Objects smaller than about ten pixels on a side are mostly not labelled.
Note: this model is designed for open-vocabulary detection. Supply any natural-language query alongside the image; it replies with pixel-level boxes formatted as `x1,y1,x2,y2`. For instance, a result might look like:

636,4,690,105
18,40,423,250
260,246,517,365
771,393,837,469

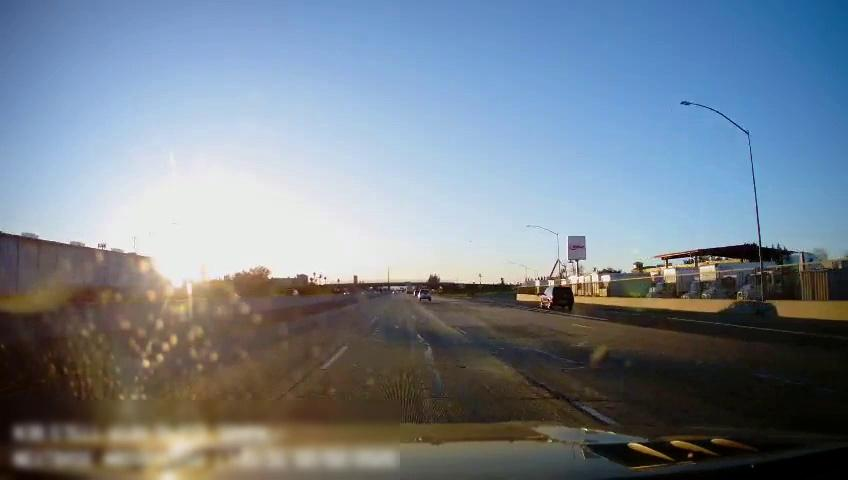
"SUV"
539,284,575,311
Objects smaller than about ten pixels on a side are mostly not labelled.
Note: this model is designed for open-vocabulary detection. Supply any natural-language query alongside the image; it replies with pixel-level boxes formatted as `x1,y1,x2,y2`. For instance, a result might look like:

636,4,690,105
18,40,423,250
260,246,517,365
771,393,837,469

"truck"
417,290,431,302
